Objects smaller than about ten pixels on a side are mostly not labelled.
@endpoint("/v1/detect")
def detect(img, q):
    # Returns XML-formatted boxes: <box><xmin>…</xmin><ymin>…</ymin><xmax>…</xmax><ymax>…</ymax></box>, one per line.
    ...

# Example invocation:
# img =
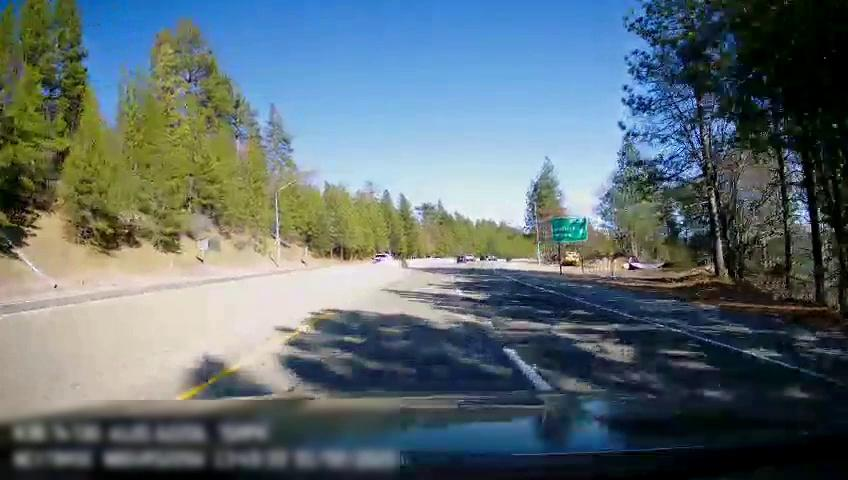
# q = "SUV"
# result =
<box><xmin>374</xmin><ymin>253</ymin><xmax>393</xmax><ymax>264</ymax></box>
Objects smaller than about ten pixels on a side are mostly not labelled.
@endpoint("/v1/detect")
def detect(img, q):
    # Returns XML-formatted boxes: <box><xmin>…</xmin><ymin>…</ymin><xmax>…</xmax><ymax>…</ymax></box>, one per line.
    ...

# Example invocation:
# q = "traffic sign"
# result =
<box><xmin>552</xmin><ymin>215</ymin><xmax>590</xmax><ymax>242</ymax></box>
